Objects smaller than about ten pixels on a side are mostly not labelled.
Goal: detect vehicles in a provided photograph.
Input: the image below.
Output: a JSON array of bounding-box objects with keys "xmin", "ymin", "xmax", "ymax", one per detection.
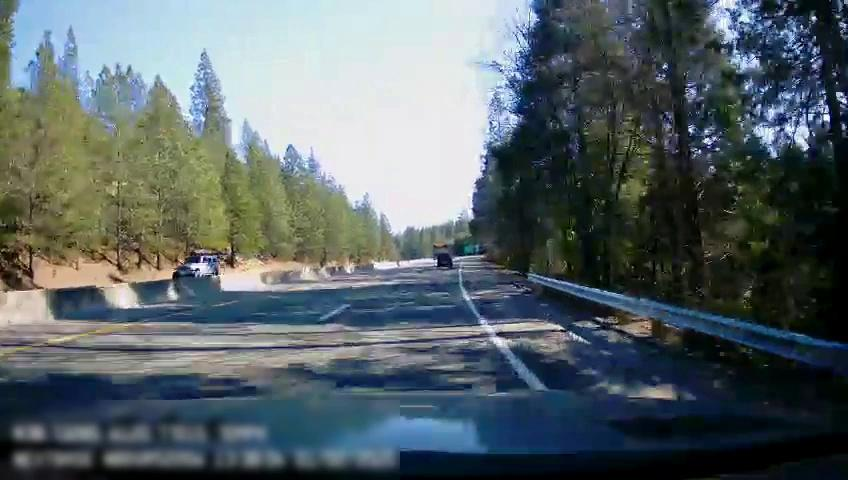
[
  {"xmin": 437, "ymin": 254, "xmax": 452, "ymax": 268},
  {"xmin": 172, "ymin": 254, "xmax": 223, "ymax": 282}
]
